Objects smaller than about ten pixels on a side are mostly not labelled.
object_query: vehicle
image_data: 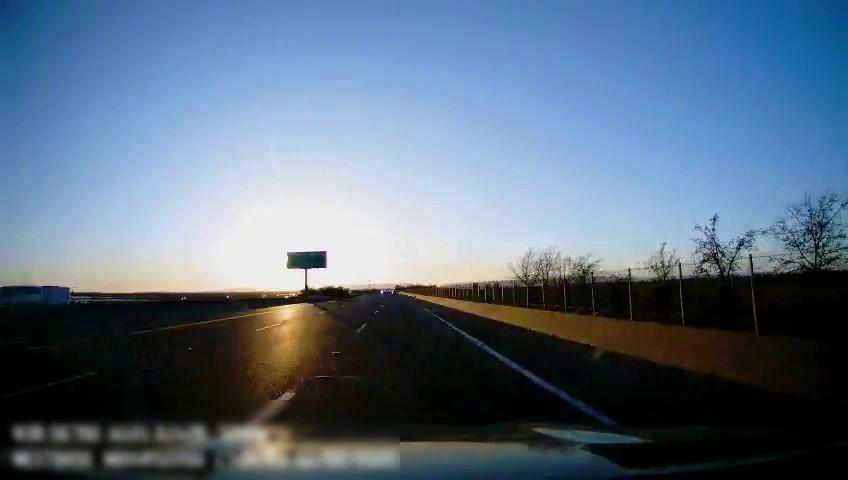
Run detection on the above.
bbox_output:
[0,285,70,309]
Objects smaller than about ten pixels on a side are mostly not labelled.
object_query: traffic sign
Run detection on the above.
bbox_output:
[287,251,327,269]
